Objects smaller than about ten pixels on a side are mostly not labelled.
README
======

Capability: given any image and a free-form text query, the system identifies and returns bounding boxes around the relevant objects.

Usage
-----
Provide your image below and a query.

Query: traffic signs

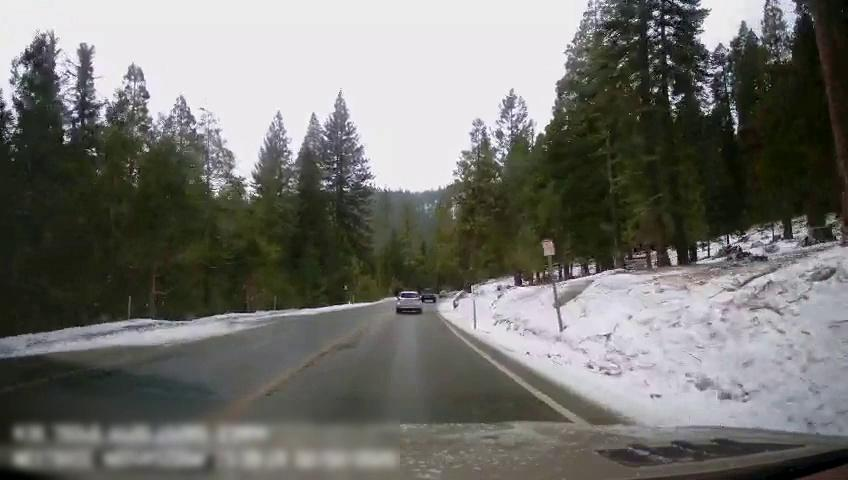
[543,239,555,256]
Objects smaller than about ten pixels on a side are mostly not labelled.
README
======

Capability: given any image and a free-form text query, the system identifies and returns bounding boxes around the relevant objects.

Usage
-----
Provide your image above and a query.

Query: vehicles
[421,289,436,303]
[397,291,422,313]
